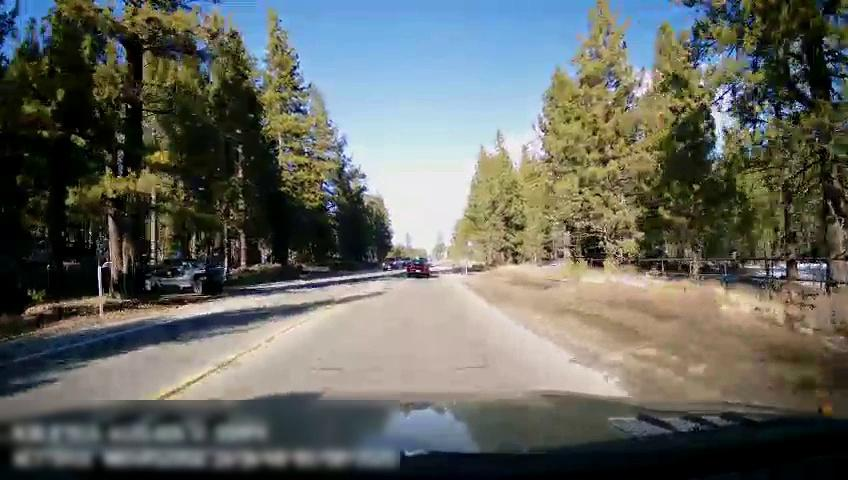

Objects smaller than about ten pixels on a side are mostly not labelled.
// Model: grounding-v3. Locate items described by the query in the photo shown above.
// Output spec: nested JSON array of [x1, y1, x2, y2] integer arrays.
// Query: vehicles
[[142, 259, 225, 297], [407, 258, 430, 278], [381, 256, 401, 273]]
